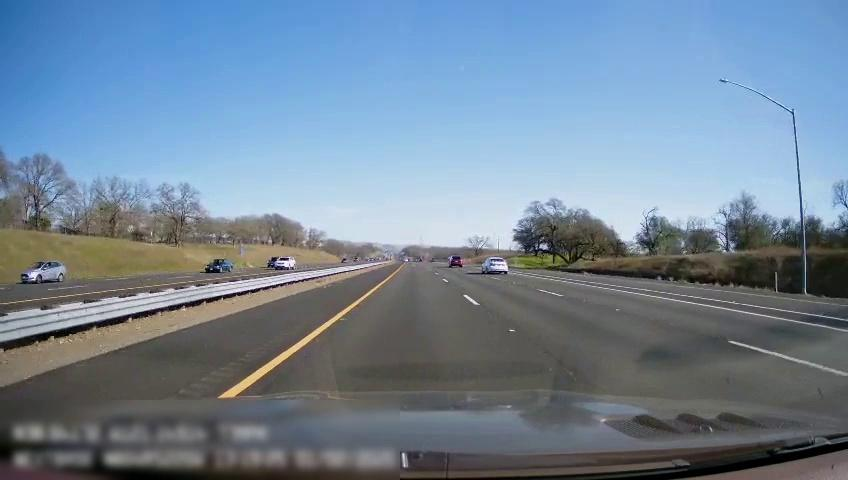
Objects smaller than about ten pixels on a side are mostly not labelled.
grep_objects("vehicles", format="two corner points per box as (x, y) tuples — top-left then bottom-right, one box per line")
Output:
(204, 259), (234, 273)
(20, 261), (65, 285)
(448, 255), (463, 268)
(481, 256), (508, 275)
(274, 257), (296, 271)
(267, 258), (279, 269)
